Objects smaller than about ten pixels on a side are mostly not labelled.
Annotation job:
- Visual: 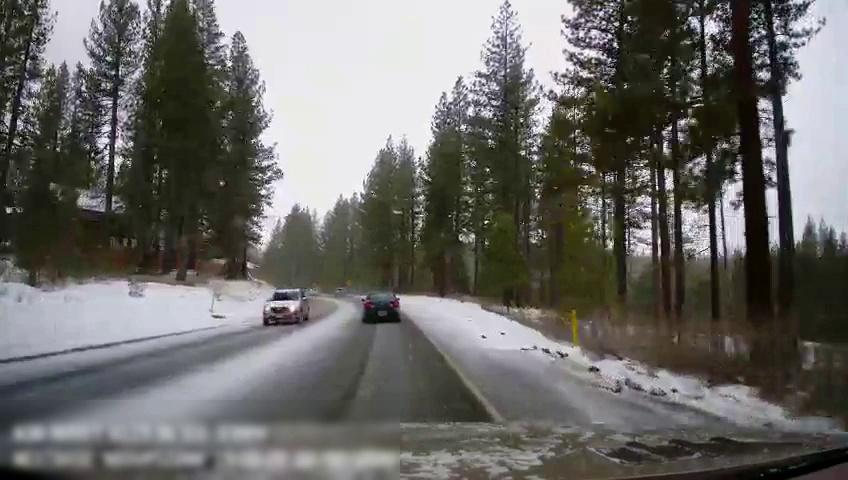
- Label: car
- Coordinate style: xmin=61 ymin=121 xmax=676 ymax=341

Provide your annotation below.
xmin=361 ymin=290 xmax=401 ymax=323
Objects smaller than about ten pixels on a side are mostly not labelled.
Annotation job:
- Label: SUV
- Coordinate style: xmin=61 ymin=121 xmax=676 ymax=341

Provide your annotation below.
xmin=262 ymin=287 xmax=311 ymax=326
